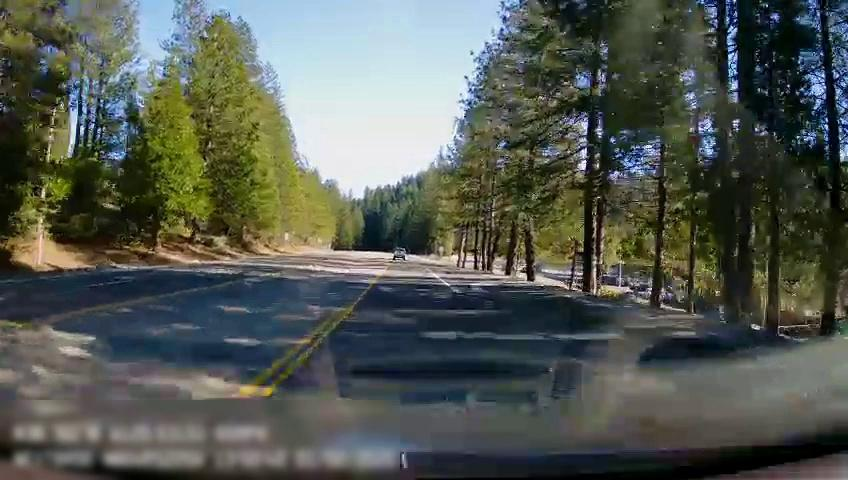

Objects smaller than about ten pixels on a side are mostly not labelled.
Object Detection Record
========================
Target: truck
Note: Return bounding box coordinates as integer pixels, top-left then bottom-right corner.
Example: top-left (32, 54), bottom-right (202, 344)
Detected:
top-left (392, 248), bottom-right (406, 261)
